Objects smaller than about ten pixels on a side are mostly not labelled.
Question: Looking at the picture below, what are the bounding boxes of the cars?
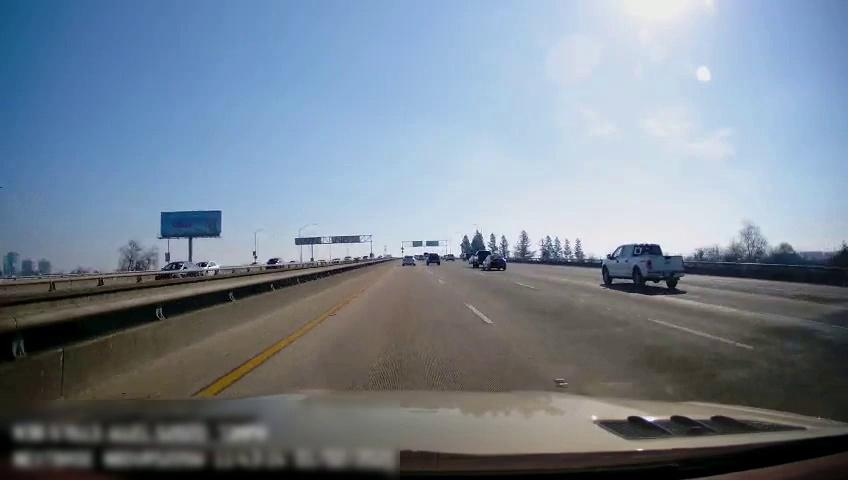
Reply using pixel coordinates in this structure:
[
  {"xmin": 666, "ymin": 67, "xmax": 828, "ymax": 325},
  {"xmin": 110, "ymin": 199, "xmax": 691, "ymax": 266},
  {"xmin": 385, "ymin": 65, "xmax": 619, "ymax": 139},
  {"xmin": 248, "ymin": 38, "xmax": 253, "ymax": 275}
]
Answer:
[
  {"xmin": 402, "ymin": 256, "xmax": 416, "ymax": 266},
  {"xmin": 196, "ymin": 260, "xmax": 221, "ymax": 275},
  {"xmin": 154, "ymin": 260, "xmax": 205, "ymax": 280},
  {"xmin": 266, "ymin": 257, "xmax": 286, "ymax": 270},
  {"xmin": 482, "ymin": 255, "xmax": 507, "ymax": 271}
]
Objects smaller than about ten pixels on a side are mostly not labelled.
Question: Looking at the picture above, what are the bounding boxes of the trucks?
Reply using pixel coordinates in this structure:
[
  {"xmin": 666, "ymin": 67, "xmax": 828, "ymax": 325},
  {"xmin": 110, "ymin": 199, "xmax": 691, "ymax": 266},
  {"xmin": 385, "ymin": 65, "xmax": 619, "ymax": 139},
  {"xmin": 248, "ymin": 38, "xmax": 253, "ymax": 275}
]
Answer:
[
  {"xmin": 426, "ymin": 254, "xmax": 440, "ymax": 265},
  {"xmin": 473, "ymin": 250, "xmax": 492, "ymax": 268},
  {"xmin": 601, "ymin": 243, "xmax": 686, "ymax": 289}
]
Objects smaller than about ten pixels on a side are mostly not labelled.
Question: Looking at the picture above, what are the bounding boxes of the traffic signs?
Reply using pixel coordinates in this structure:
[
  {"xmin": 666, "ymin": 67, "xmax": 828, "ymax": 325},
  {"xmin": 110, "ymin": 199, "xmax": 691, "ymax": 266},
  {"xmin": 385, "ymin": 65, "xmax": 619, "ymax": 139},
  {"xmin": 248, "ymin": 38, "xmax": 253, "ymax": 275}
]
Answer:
[
  {"xmin": 329, "ymin": 236, "xmax": 361, "ymax": 245},
  {"xmin": 412, "ymin": 240, "xmax": 423, "ymax": 247},
  {"xmin": 294, "ymin": 237, "xmax": 322, "ymax": 245},
  {"xmin": 426, "ymin": 240, "xmax": 440, "ymax": 247}
]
